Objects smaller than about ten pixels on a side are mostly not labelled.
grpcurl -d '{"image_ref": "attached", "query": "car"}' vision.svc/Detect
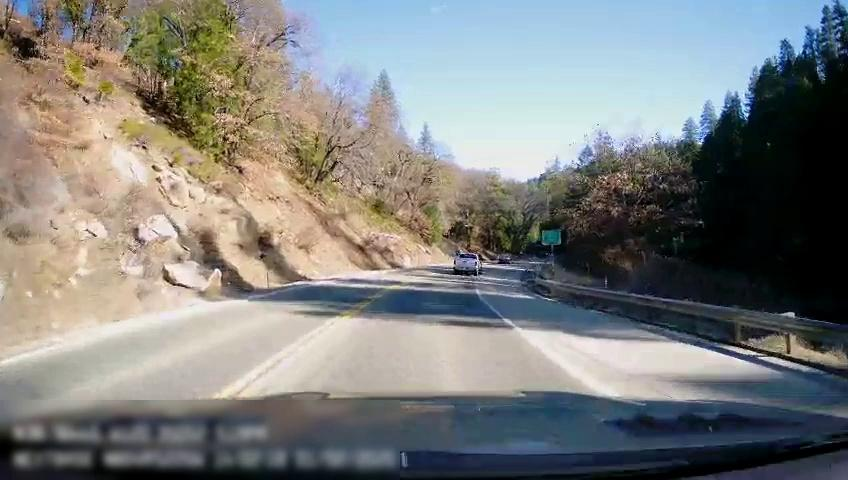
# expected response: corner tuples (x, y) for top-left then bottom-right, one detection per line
(497, 254), (512, 265)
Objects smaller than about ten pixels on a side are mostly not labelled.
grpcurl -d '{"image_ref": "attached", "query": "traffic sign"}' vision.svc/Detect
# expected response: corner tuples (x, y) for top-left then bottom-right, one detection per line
(541, 229), (562, 246)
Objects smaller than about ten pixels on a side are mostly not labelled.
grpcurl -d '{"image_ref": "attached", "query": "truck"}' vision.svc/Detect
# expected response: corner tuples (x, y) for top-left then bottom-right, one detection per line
(453, 251), (480, 275)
